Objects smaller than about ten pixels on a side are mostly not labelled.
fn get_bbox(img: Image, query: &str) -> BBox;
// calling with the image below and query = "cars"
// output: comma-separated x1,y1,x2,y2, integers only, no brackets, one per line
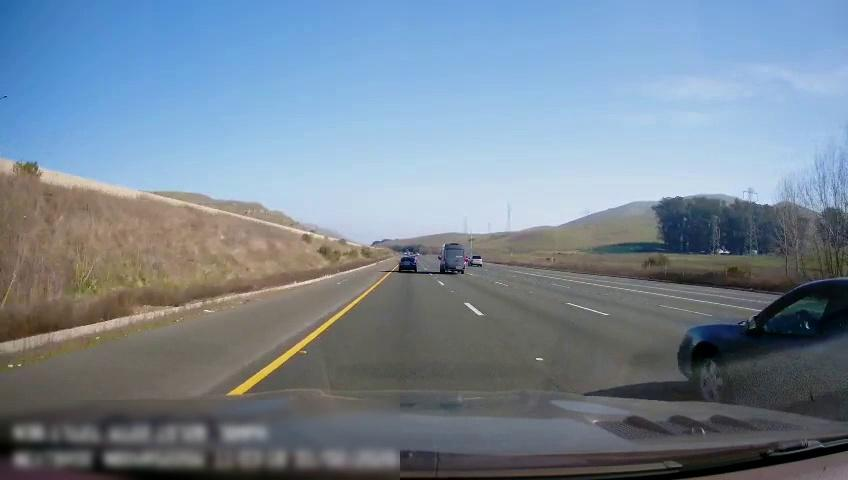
398,255,418,273
468,255,483,267
676,275,848,412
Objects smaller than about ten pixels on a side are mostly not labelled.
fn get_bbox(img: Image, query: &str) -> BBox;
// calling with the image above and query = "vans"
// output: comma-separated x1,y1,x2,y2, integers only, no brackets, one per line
437,241,466,275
